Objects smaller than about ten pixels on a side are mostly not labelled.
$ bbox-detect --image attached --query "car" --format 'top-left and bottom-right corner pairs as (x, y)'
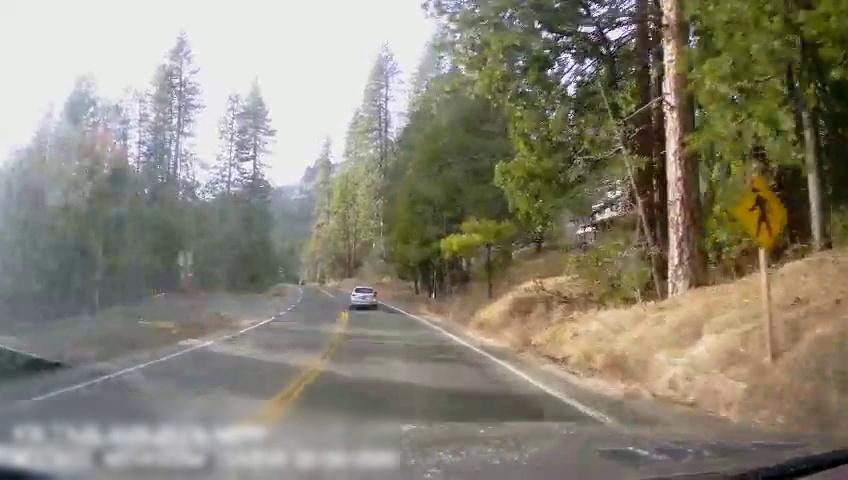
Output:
(348, 286), (378, 311)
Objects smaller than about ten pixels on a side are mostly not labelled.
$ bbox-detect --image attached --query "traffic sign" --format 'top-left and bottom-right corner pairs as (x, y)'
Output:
(732, 176), (788, 249)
